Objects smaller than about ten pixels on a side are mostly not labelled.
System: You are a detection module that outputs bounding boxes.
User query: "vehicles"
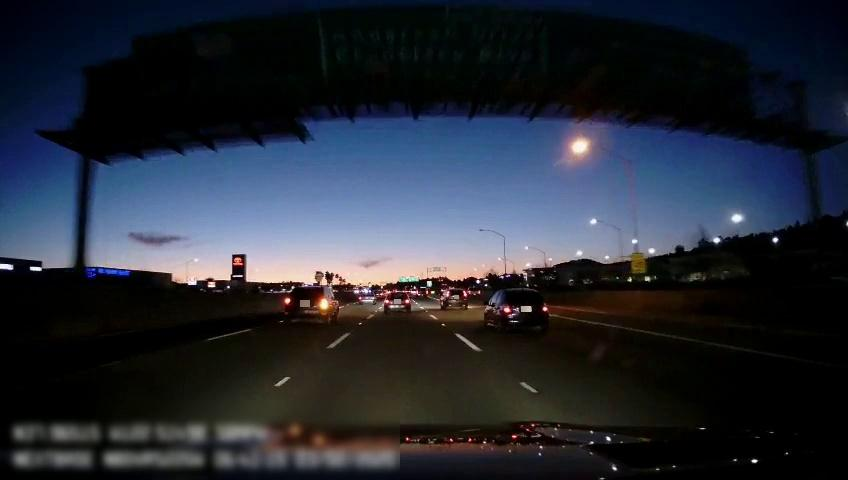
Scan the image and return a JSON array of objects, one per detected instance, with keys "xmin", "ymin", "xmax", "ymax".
[
  {"xmin": 358, "ymin": 291, "xmax": 378, "ymax": 307},
  {"xmin": 483, "ymin": 289, "xmax": 550, "ymax": 334},
  {"xmin": 383, "ymin": 293, "xmax": 411, "ymax": 317},
  {"xmin": 439, "ymin": 290, "xmax": 468, "ymax": 311},
  {"xmin": 282, "ymin": 285, "xmax": 341, "ymax": 328},
  {"xmin": 407, "ymin": 287, "xmax": 420, "ymax": 299}
]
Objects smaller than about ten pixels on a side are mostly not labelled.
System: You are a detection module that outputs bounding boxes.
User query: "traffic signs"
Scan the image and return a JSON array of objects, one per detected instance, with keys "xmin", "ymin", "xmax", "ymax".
[
  {"xmin": 398, "ymin": 275, "xmax": 419, "ymax": 282},
  {"xmin": 632, "ymin": 253, "xmax": 647, "ymax": 274},
  {"xmin": 318, "ymin": 11, "xmax": 752, "ymax": 123}
]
